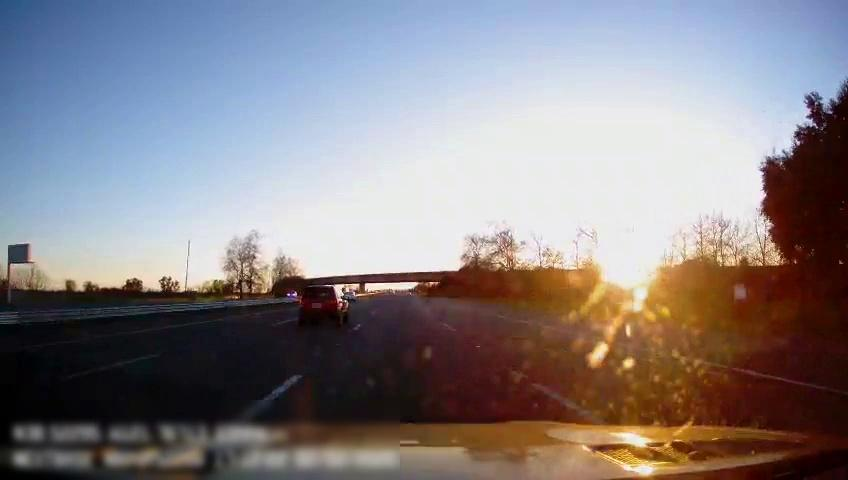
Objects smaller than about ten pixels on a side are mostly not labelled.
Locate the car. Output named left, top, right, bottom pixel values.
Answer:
left=342, top=291, right=357, bottom=302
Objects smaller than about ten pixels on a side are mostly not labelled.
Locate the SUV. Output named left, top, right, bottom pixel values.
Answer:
left=298, top=285, right=350, bottom=327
